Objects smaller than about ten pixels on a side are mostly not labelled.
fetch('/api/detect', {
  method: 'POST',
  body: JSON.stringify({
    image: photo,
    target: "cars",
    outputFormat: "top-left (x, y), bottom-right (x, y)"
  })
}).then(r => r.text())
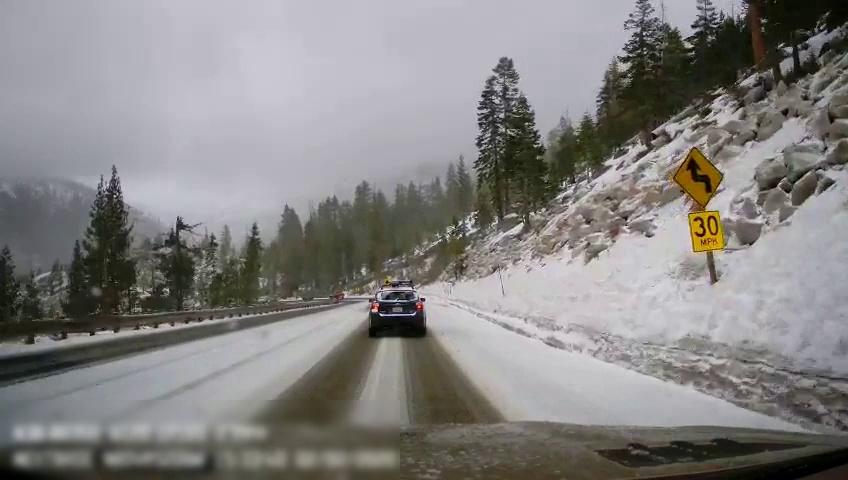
top-left (368, 281), bottom-right (427, 339)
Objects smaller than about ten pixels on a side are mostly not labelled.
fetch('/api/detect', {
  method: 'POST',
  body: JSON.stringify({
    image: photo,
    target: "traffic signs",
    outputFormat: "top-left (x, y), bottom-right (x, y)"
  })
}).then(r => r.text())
top-left (687, 210), bottom-right (726, 253)
top-left (672, 146), bottom-right (724, 209)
